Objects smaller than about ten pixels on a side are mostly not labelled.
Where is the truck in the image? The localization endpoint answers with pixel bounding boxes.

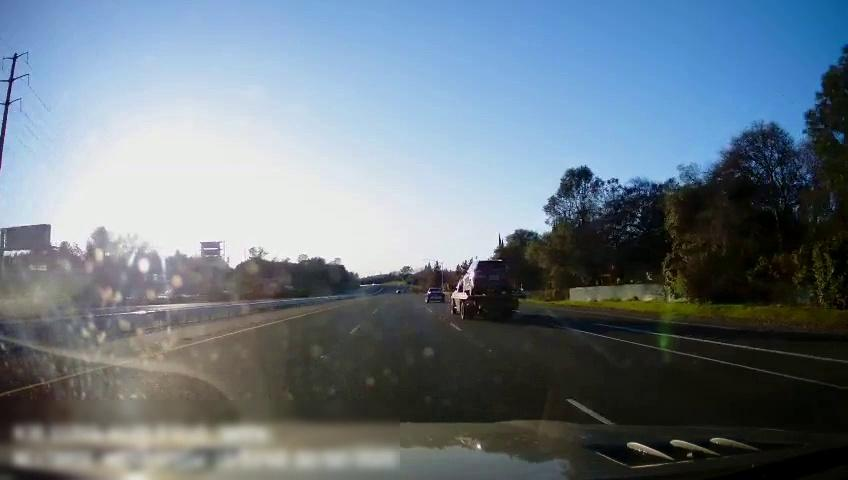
[450,260,527,320]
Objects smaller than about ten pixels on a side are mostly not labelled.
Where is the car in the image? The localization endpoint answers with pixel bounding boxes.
[425,287,445,303]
